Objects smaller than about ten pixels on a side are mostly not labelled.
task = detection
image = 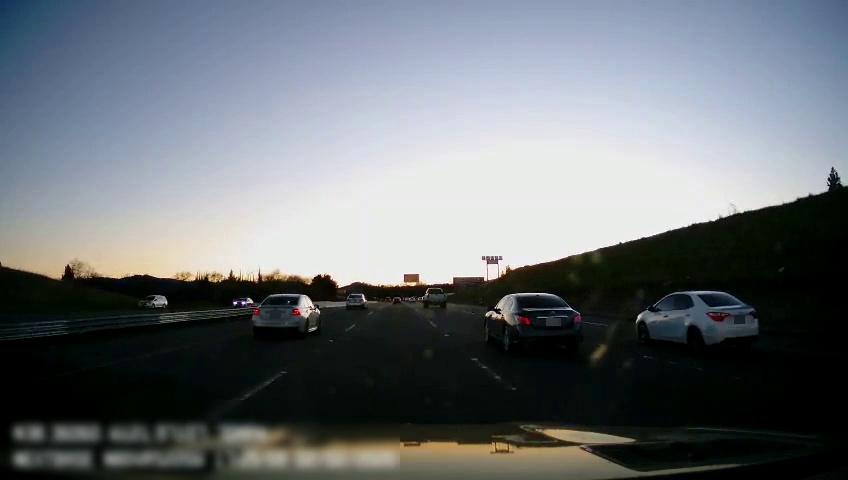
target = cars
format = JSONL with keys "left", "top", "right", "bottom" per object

{"left": 345, "top": 293, "right": 368, "bottom": 311}
{"left": 232, "top": 297, "right": 254, "bottom": 309}
{"left": 482, "top": 292, "right": 581, "bottom": 361}
{"left": 634, "top": 290, "right": 759, "bottom": 357}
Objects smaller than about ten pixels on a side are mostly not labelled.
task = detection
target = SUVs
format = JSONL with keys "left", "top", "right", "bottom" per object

{"left": 138, "top": 294, "right": 168, "bottom": 310}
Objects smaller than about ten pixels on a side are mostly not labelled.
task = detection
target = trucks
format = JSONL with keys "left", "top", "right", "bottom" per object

{"left": 423, "top": 287, "right": 446, "bottom": 308}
